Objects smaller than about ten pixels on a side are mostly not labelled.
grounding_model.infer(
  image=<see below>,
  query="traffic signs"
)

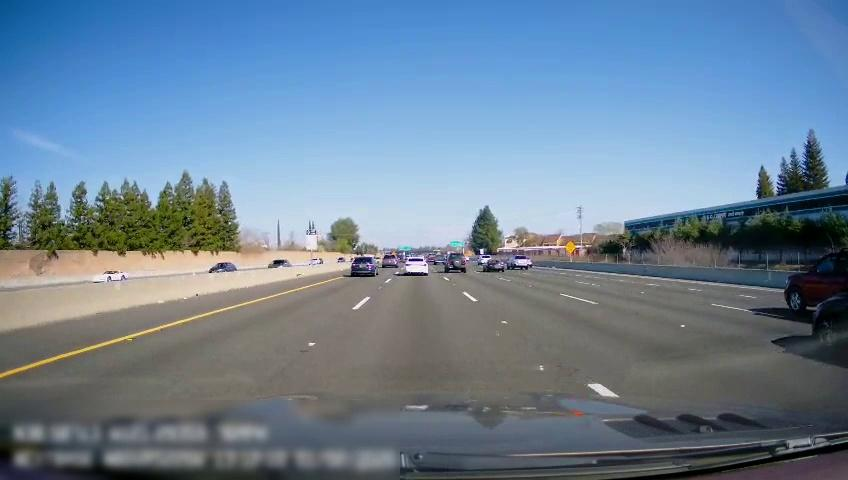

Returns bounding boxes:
[400,246,411,252]
[449,241,463,248]
[565,240,576,255]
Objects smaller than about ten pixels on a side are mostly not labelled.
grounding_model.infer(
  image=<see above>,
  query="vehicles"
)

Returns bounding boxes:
[506,254,529,271]
[402,256,429,277]
[782,247,848,315]
[477,254,491,266]
[433,254,446,265]
[483,259,505,273]
[382,254,399,269]
[93,268,129,283]
[266,259,291,270]
[208,261,237,275]
[311,256,324,266]
[521,257,533,269]
[444,252,467,274]
[350,255,379,278]
[811,295,848,350]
